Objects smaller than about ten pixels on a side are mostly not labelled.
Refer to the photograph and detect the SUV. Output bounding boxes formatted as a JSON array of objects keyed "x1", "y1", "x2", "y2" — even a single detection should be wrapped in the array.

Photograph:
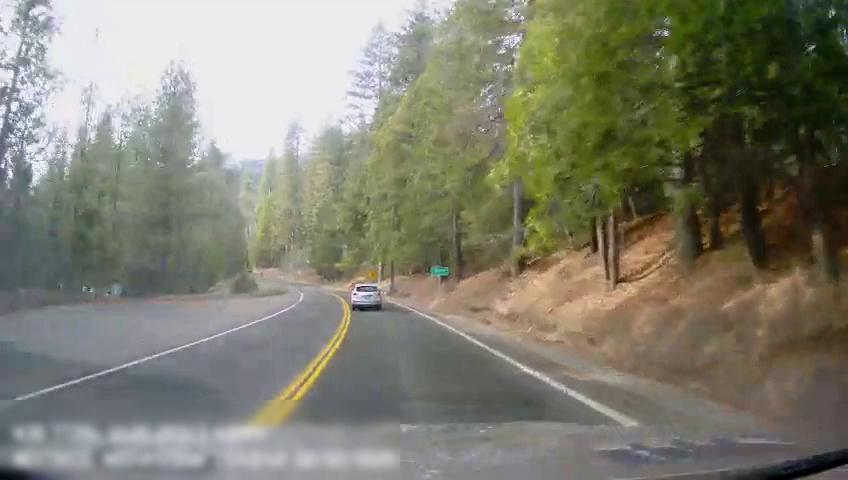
[{"x1": 350, "y1": 283, "x2": 383, "y2": 311}]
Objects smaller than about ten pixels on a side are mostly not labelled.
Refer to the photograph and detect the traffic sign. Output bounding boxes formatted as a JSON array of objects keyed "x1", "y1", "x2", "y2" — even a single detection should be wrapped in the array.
[{"x1": 431, "y1": 267, "x2": 449, "y2": 276}]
